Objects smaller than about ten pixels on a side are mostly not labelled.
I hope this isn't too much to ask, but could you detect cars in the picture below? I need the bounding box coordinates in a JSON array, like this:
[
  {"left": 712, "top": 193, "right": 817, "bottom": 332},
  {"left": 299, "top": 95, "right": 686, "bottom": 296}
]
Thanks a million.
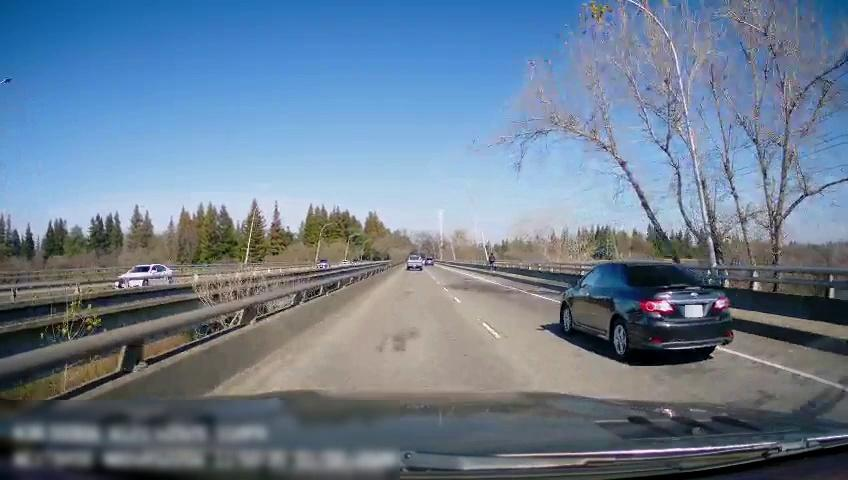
[
  {"left": 559, "top": 263, "right": 735, "bottom": 362},
  {"left": 114, "top": 263, "right": 176, "bottom": 288}
]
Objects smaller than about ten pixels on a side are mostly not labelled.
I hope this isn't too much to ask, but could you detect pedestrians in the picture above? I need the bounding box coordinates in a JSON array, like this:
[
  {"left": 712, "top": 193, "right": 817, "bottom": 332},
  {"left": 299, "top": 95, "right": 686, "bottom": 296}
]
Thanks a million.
[{"left": 489, "top": 252, "right": 496, "bottom": 269}]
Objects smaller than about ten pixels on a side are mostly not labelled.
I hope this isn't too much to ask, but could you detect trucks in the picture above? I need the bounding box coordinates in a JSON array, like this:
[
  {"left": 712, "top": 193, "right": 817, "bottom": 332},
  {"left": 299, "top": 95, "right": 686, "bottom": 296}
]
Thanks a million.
[{"left": 406, "top": 255, "right": 423, "bottom": 271}]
